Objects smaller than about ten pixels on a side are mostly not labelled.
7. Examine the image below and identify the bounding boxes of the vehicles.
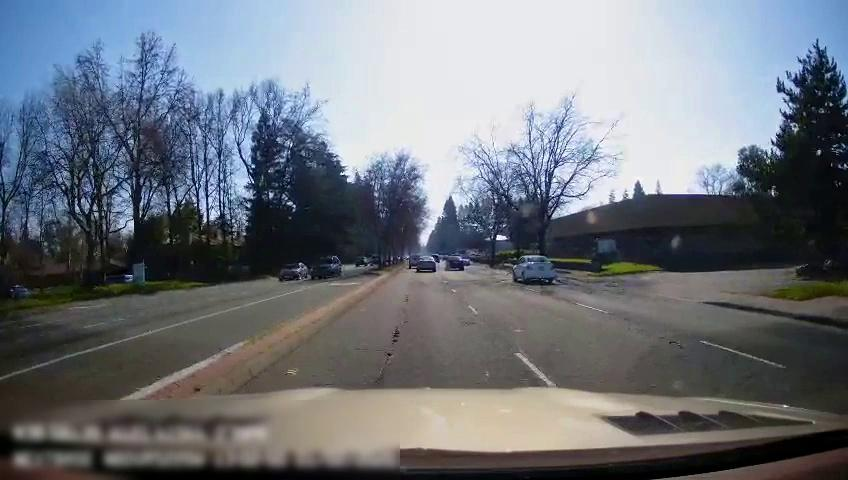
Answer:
[444,255,464,271]
[511,255,558,285]
[368,253,380,267]
[279,260,309,282]
[408,253,422,270]
[414,255,436,272]
[431,253,441,264]
[355,256,370,267]
[310,255,343,280]
[462,254,471,266]
[4,283,30,298]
